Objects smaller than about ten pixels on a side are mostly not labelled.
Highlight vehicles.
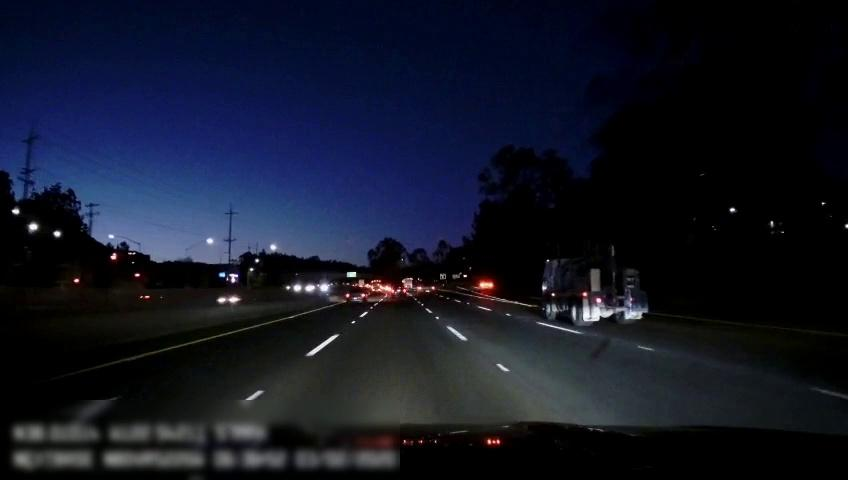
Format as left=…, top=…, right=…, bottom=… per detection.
left=417, top=282, right=434, bottom=296
left=290, top=281, right=318, bottom=298
left=478, top=278, right=494, bottom=292
left=391, top=287, right=407, bottom=300
left=345, top=288, right=368, bottom=304
left=215, top=291, right=242, bottom=306
left=539, top=245, right=649, bottom=330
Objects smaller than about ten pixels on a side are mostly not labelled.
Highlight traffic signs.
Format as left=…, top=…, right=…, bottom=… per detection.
left=346, top=271, right=357, bottom=278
